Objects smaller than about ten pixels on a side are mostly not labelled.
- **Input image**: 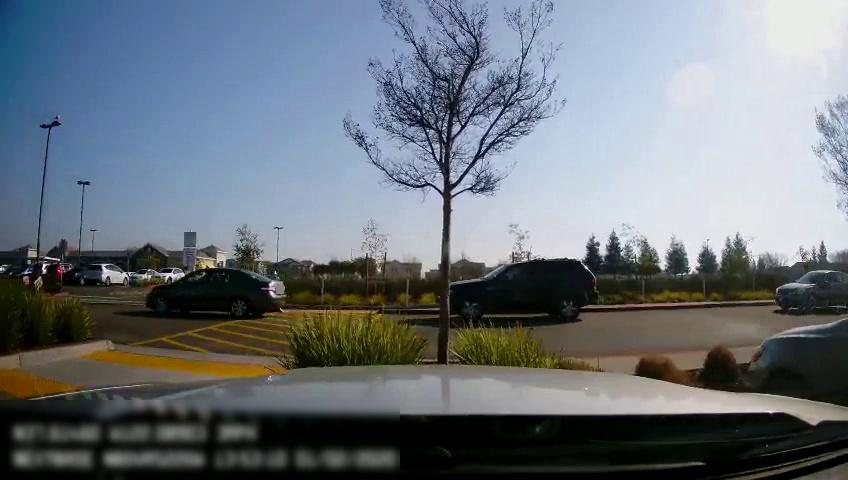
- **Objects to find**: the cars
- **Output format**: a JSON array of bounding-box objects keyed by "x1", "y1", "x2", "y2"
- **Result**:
[
  {"x1": 151, "y1": 267, "x2": 187, "y2": 285},
  {"x1": 83, "y1": 263, "x2": 129, "y2": 288},
  {"x1": 739, "y1": 315, "x2": 848, "y2": 408},
  {"x1": 146, "y1": 267, "x2": 289, "y2": 321},
  {"x1": 131, "y1": 268, "x2": 154, "y2": 280},
  {"x1": 774, "y1": 269, "x2": 848, "y2": 315}
]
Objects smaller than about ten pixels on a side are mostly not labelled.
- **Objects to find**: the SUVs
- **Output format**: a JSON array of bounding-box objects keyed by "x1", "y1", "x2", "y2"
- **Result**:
[{"x1": 449, "y1": 257, "x2": 602, "y2": 324}]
